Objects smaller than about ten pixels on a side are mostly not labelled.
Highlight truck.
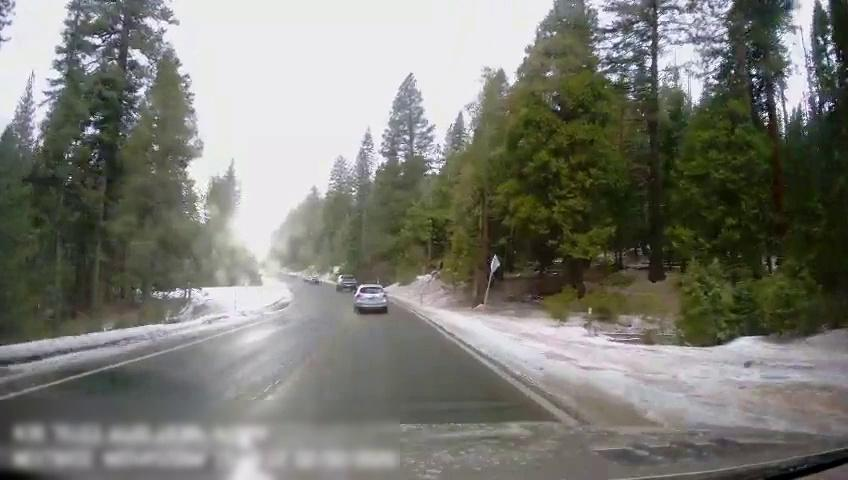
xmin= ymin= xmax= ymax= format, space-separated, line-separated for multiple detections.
xmin=336 ymin=274 xmax=357 ymax=292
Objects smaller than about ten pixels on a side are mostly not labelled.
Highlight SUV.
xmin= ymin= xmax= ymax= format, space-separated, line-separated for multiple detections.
xmin=353 ymin=284 xmax=387 ymax=314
